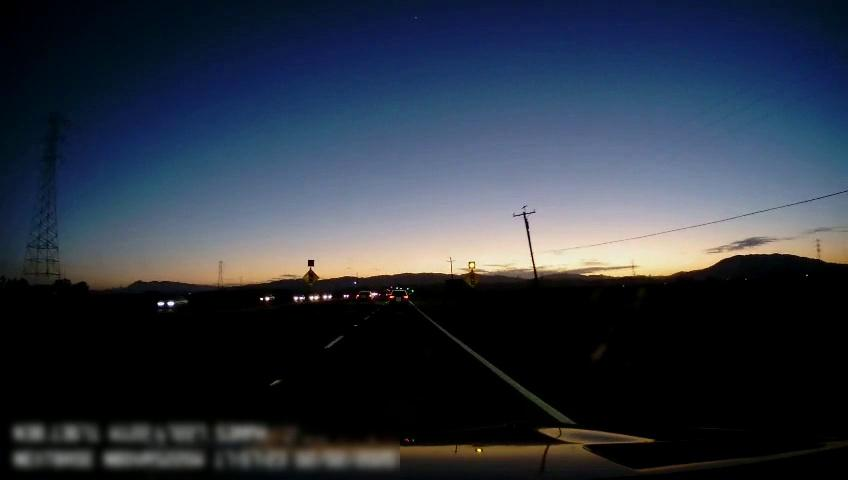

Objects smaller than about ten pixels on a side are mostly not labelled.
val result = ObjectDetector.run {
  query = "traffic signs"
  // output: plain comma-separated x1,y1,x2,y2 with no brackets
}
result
302,269,321,287
464,271,481,288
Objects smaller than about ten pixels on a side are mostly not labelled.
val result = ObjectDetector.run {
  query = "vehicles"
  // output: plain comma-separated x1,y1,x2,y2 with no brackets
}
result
355,290,374,306
308,292,321,302
321,292,334,302
258,292,276,304
156,294,190,311
388,289,409,307
292,294,306,303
